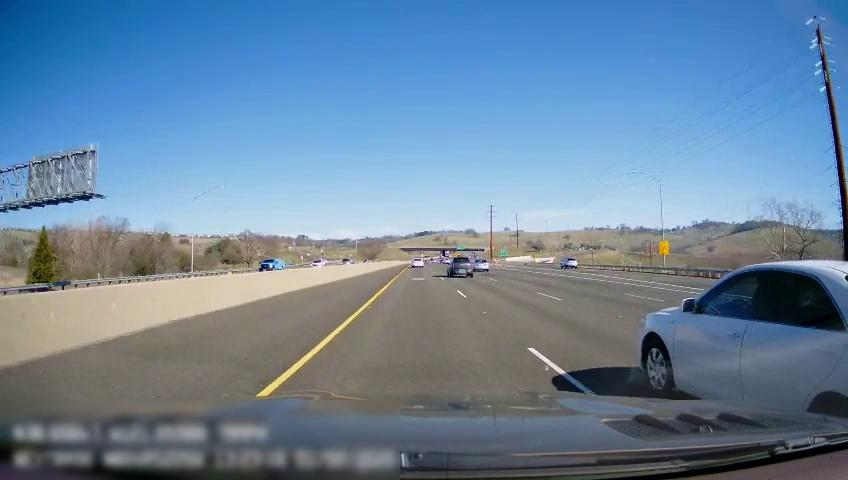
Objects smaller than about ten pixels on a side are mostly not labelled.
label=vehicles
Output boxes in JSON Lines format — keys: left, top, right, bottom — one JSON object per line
{"left": 559, "top": 257, "right": 577, "bottom": 269}
{"left": 310, "top": 260, "right": 326, "bottom": 267}
{"left": 412, "top": 257, "right": 424, "bottom": 267}
{"left": 473, "top": 259, "right": 489, "bottom": 272}
{"left": 639, "top": 259, "right": 848, "bottom": 418}
{"left": 446, "top": 256, "right": 474, "bottom": 277}
{"left": 341, "top": 258, "right": 352, "bottom": 265}
{"left": 259, "top": 258, "right": 285, "bottom": 272}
